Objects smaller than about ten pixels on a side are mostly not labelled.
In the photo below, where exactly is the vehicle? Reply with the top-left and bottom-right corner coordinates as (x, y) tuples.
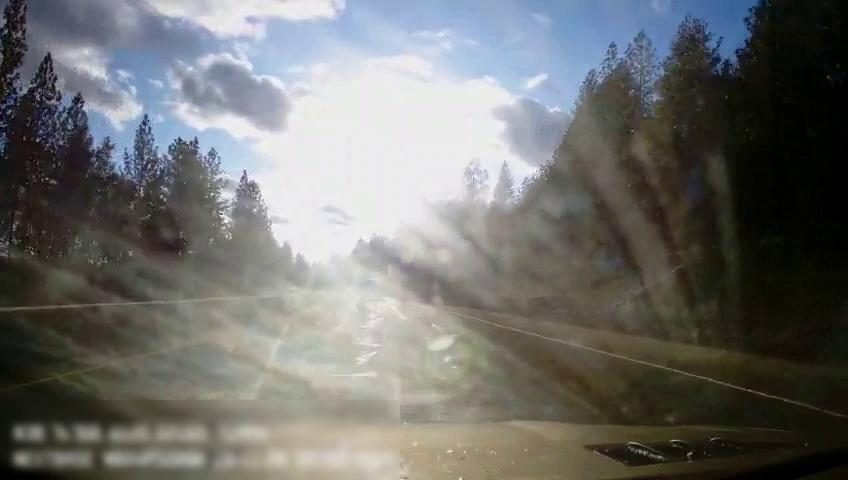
(363, 278), (385, 299)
